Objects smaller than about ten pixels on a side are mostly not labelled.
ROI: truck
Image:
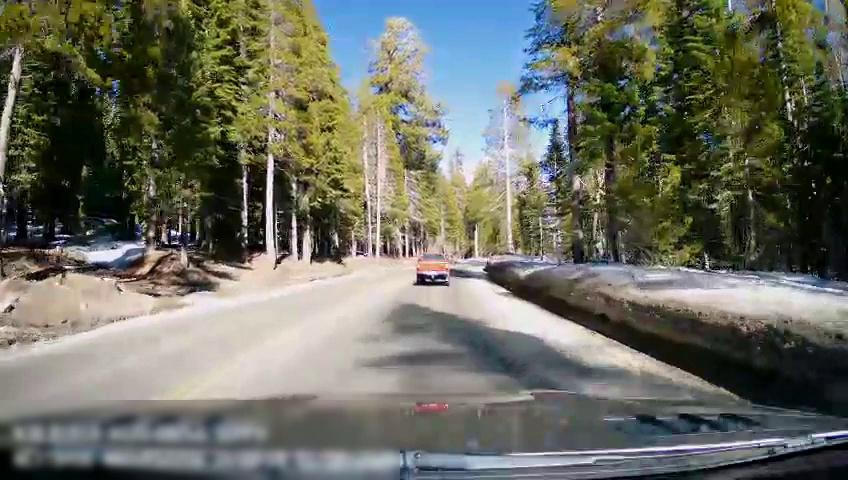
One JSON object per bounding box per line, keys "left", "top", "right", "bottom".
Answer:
{"left": 415, "top": 252, "right": 450, "bottom": 285}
